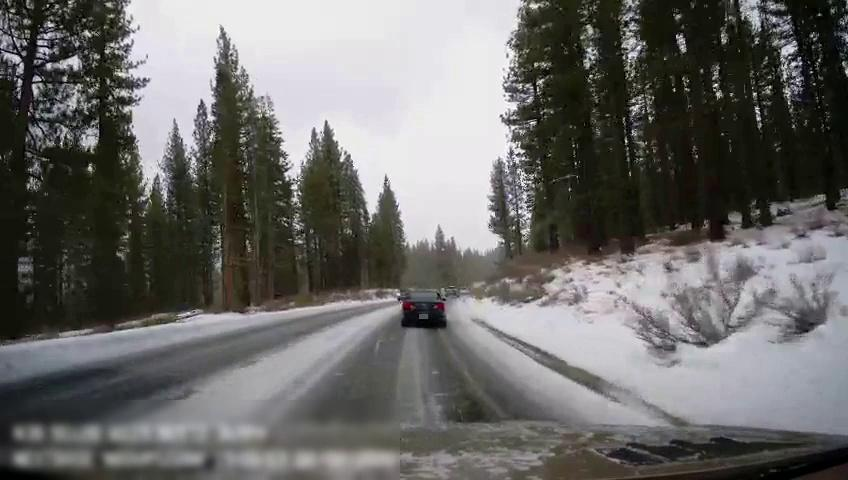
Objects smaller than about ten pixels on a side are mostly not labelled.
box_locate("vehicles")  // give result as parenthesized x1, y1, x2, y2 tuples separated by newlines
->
(401, 288, 448, 327)
(396, 289, 414, 303)
(444, 286, 462, 298)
